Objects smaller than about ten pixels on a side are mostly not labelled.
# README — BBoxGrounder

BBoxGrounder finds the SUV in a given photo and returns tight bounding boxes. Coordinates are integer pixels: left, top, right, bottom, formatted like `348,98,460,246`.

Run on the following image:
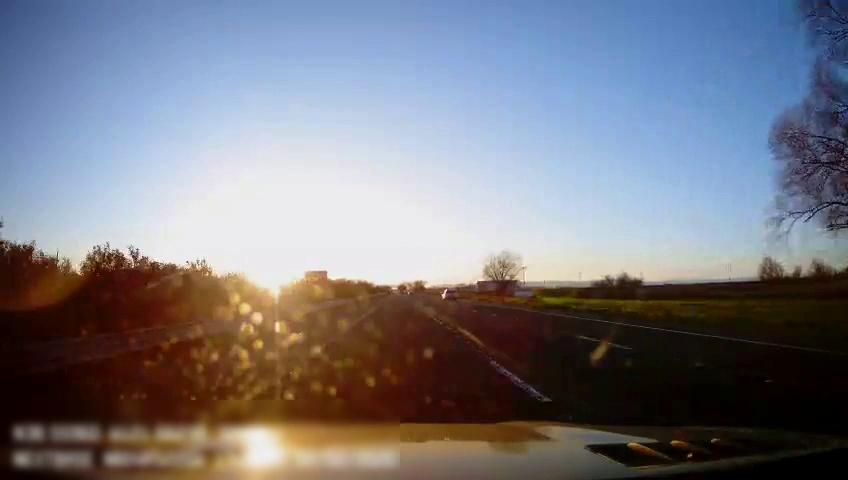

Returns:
442,289,459,301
